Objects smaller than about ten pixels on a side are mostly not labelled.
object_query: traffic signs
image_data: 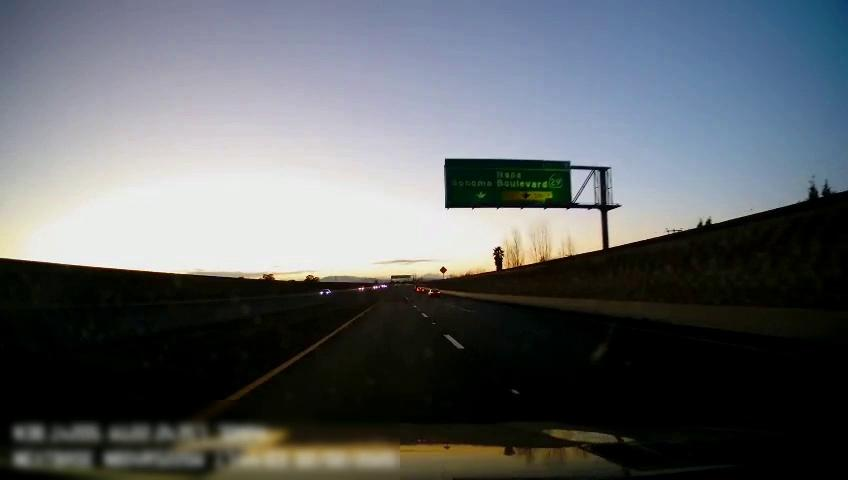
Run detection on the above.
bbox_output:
[444,158,573,209]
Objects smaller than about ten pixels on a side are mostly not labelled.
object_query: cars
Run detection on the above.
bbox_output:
[319,288,333,296]
[427,288,441,298]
